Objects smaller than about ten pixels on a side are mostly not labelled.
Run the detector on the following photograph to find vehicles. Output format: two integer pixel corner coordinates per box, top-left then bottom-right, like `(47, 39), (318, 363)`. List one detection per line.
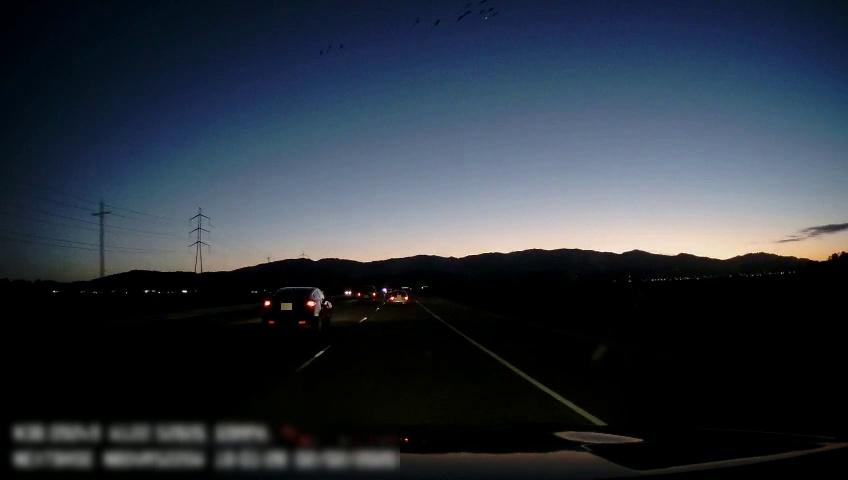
(390, 290), (409, 305)
(264, 286), (332, 328)
(355, 286), (378, 301)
